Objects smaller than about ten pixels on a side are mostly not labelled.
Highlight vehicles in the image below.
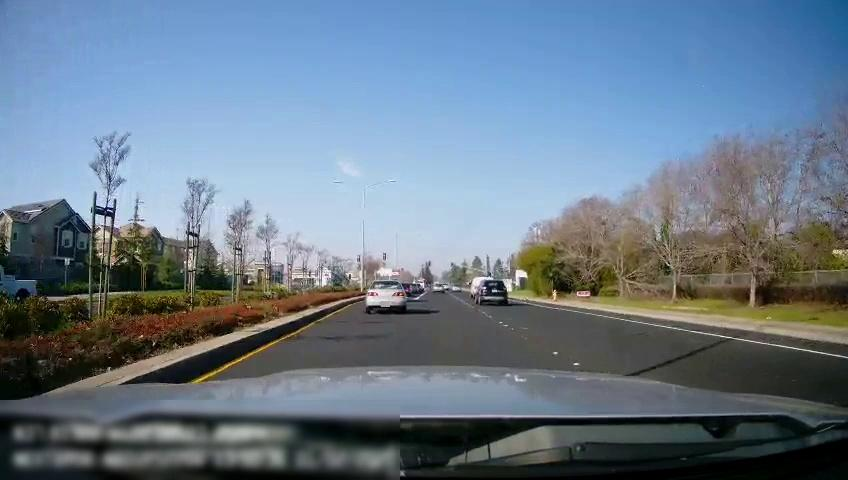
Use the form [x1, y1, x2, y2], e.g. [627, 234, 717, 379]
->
[474, 279, 508, 306]
[432, 281, 445, 293]
[468, 277, 494, 300]
[365, 279, 407, 313]
[0, 264, 38, 298]
[402, 283, 414, 298]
